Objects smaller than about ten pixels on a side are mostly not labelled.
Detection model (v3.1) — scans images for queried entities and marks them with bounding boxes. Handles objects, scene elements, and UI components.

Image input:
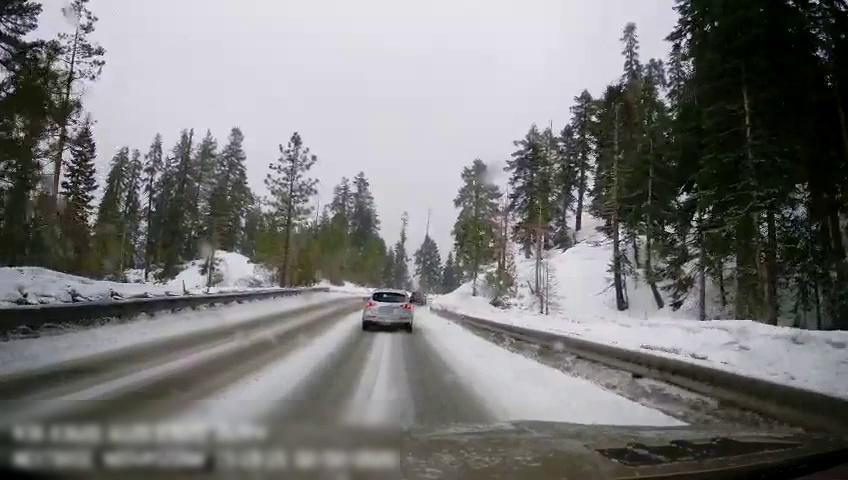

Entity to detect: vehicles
[362,290,413,332]
[410,291,427,305]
